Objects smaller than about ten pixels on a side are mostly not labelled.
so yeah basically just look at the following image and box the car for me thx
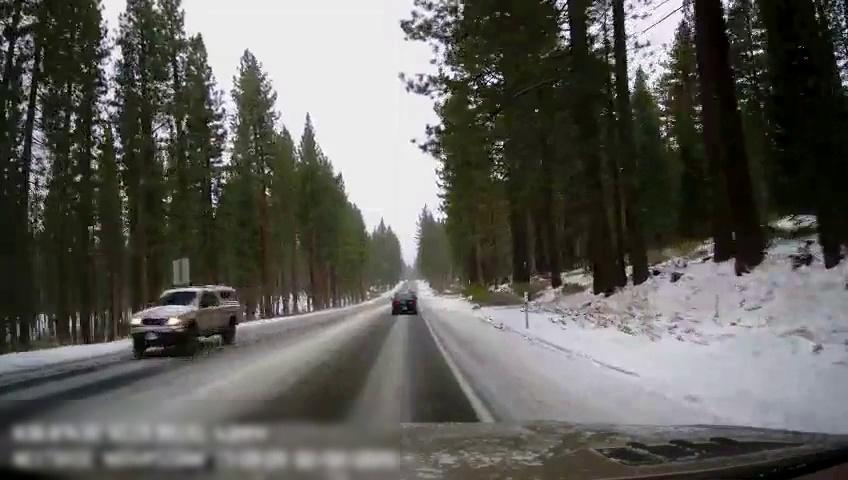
[390,291,418,315]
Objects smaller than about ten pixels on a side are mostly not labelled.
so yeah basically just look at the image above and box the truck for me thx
[129,284,242,360]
